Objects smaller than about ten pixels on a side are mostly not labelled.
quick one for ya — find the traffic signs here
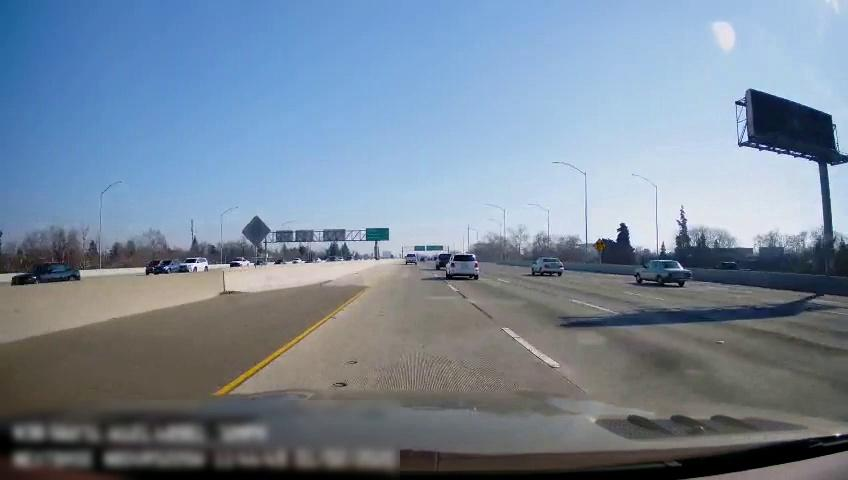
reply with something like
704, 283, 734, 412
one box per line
365, 227, 390, 242
241, 215, 271, 246
592, 237, 608, 254
295, 229, 314, 242
275, 229, 294, 243
322, 228, 346, 242
426, 245, 444, 251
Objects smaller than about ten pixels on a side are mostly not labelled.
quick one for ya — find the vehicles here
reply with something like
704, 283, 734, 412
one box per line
436, 253, 452, 271
530, 256, 565, 277
153, 260, 183, 275
229, 256, 250, 268
719, 261, 737, 270
445, 253, 480, 281
145, 260, 166, 276
634, 259, 693, 287
10, 261, 81, 286
404, 252, 419, 265
178, 257, 209, 274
